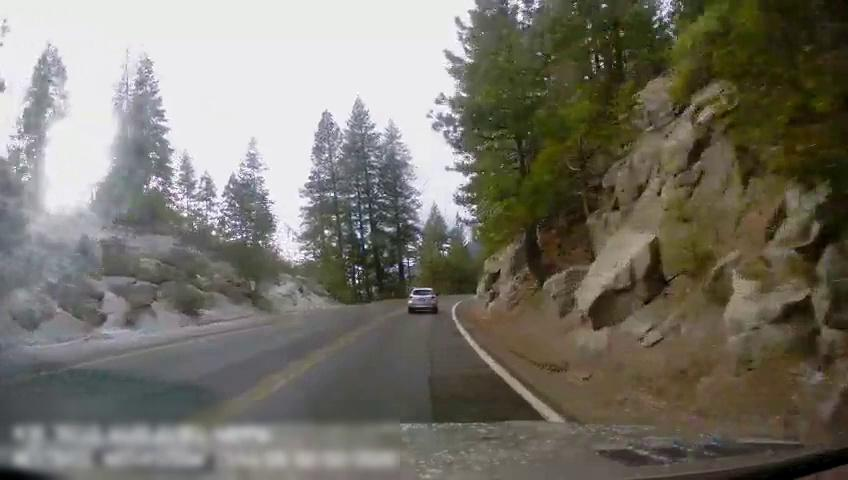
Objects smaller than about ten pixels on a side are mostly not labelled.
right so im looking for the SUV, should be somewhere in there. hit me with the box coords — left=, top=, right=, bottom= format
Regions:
left=407, top=286, right=438, bottom=313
